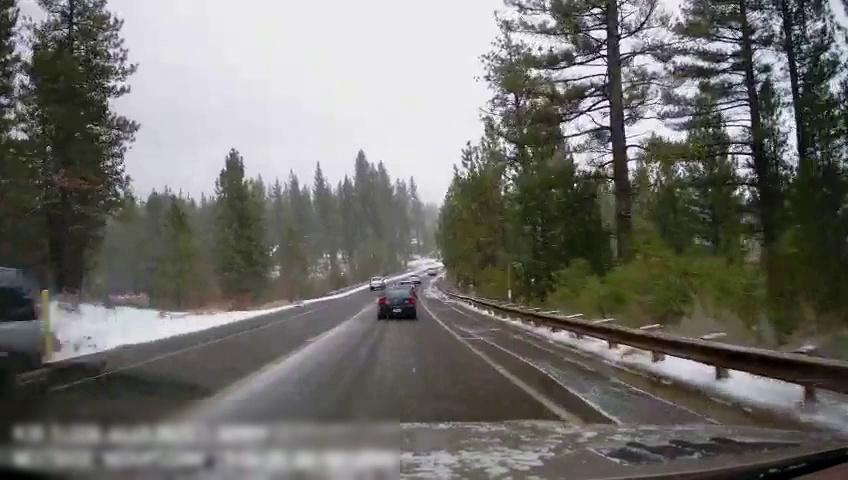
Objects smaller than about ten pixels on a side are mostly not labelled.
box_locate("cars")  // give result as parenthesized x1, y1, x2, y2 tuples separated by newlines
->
(377, 287, 417, 321)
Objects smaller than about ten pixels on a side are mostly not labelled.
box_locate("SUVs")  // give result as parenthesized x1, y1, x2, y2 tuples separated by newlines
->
(0, 265, 50, 395)
(369, 278, 385, 291)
